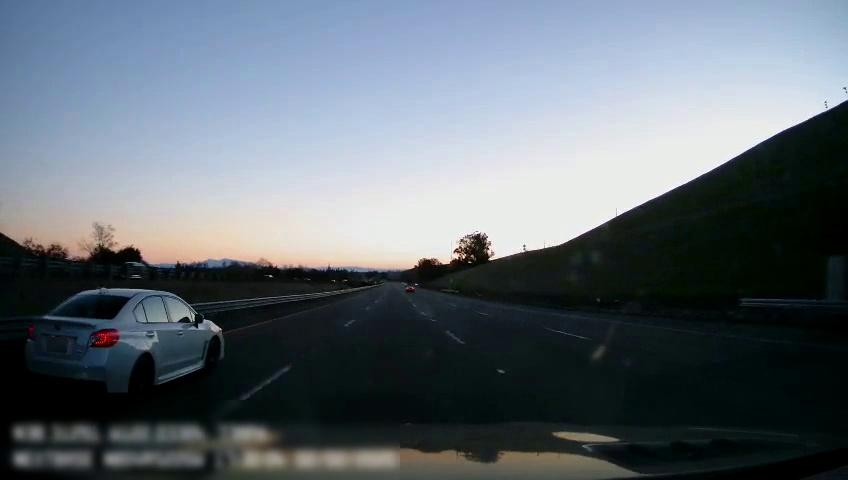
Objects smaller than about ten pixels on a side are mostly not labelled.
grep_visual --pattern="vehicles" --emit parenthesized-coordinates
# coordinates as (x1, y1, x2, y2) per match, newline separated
(112, 261, 151, 281)
(25, 288, 225, 405)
